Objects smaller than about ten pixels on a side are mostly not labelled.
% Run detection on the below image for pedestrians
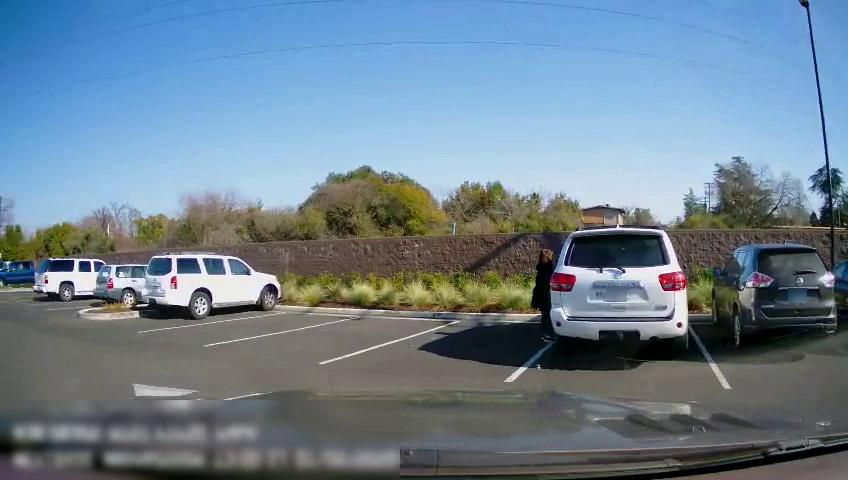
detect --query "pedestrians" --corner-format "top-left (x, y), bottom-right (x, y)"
top-left (531, 248), bottom-right (556, 331)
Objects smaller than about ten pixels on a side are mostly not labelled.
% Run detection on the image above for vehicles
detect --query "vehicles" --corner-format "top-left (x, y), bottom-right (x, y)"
top-left (93, 264), bottom-right (148, 310)
top-left (32, 258), bottom-right (108, 303)
top-left (143, 255), bottom-right (281, 320)
top-left (549, 224), bottom-right (690, 360)
top-left (710, 243), bottom-right (838, 350)
top-left (830, 260), bottom-right (848, 325)
top-left (0, 260), bottom-right (37, 289)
